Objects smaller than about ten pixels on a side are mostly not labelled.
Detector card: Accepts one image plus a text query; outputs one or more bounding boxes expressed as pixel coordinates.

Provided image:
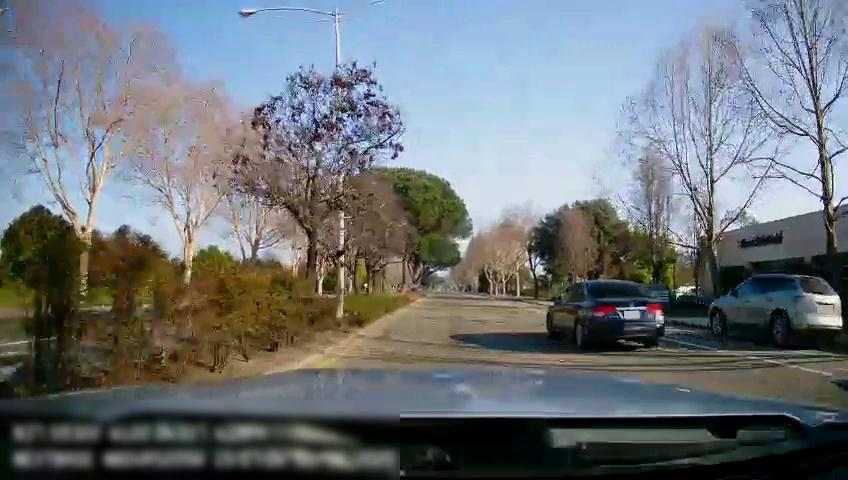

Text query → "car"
[545,279,666,351]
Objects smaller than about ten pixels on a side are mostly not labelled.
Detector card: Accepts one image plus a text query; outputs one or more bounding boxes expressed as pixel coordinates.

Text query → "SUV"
[706,274,844,352]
